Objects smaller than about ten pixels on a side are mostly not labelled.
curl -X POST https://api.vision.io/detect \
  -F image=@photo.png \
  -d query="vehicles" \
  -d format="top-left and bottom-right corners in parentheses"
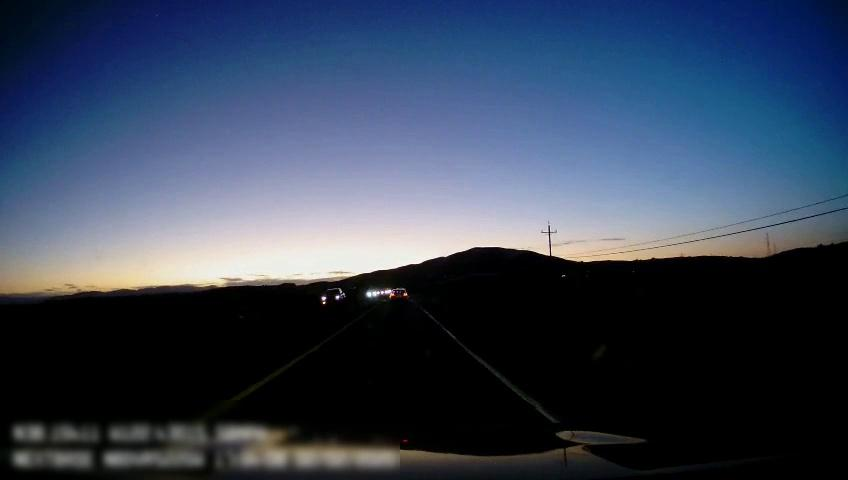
top-left (365, 288), bottom-right (379, 299)
top-left (390, 287), bottom-right (408, 302)
top-left (320, 287), bottom-right (346, 305)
